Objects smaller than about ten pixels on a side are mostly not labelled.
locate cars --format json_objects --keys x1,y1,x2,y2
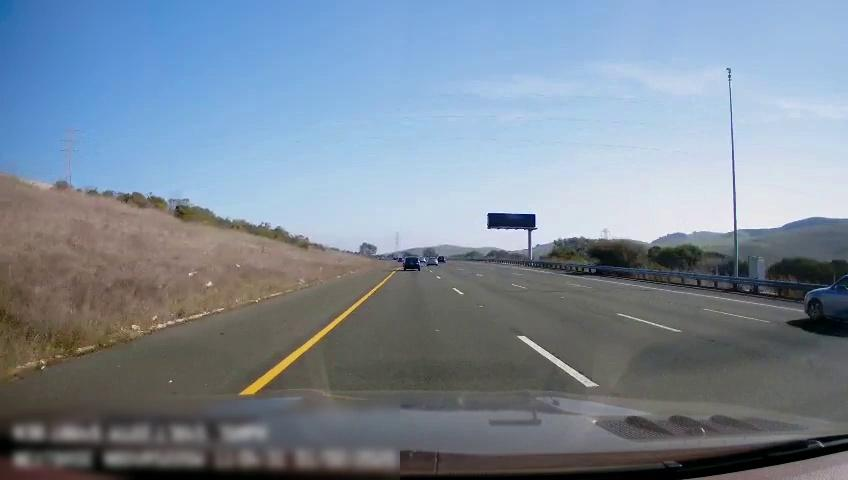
[
  {"x1": 403, "y1": 257, "x2": 421, "y2": 272},
  {"x1": 427, "y1": 258, "x2": 438, "y2": 267},
  {"x1": 804, "y1": 273, "x2": 848, "y2": 324}
]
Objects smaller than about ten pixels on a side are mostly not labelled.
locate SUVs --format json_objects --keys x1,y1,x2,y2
[{"x1": 436, "y1": 256, "x2": 446, "y2": 264}]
